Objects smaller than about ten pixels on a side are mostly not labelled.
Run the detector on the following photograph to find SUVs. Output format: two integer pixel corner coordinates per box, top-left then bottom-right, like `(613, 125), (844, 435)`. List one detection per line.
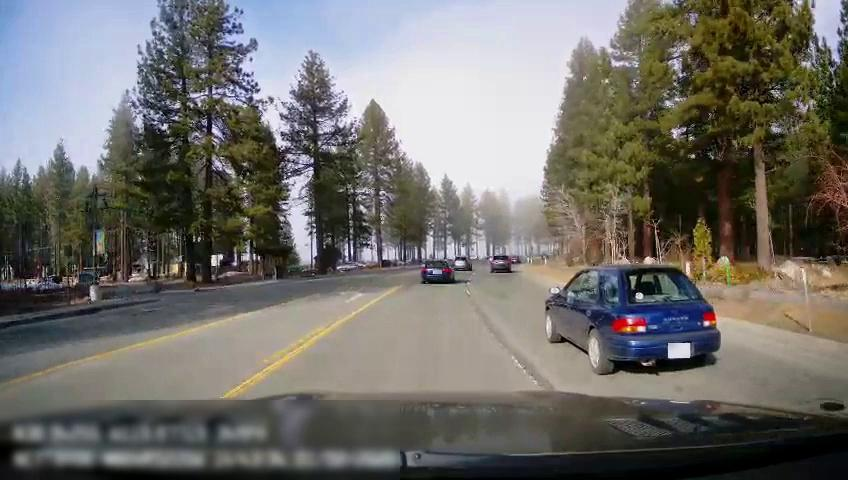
(490, 256), (513, 274)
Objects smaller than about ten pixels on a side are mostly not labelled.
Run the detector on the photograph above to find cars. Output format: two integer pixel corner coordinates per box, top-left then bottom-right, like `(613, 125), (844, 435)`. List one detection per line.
(337, 260), (362, 272)
(422, 260), (454, 284)
(454, 257), (471, 270)
(544, 264), (722, 374)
